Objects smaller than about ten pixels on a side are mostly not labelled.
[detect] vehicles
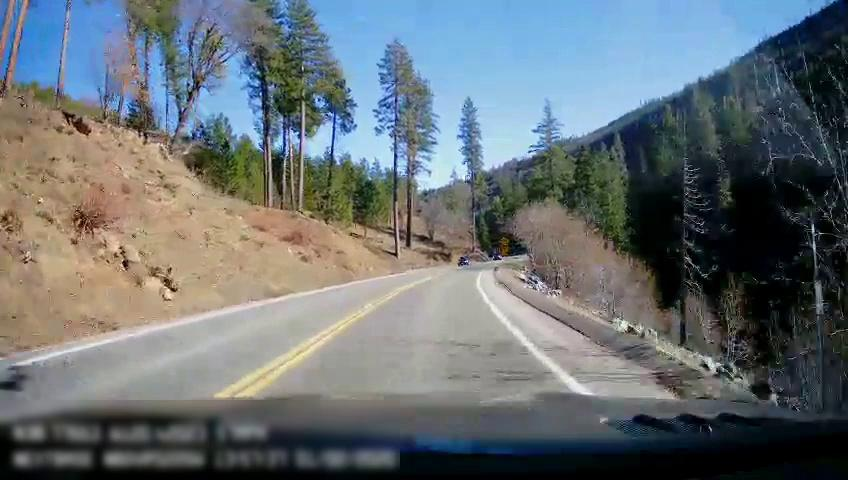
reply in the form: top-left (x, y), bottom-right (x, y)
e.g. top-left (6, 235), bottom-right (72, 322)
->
top-left (457, 256), bottom-right (472, 265)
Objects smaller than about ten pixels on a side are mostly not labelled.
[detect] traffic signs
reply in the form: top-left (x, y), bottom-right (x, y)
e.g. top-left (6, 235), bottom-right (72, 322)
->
top-left (500, 238), bottom-right (511, 247)
top-left (500, 248), bottom-right (511, 257)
